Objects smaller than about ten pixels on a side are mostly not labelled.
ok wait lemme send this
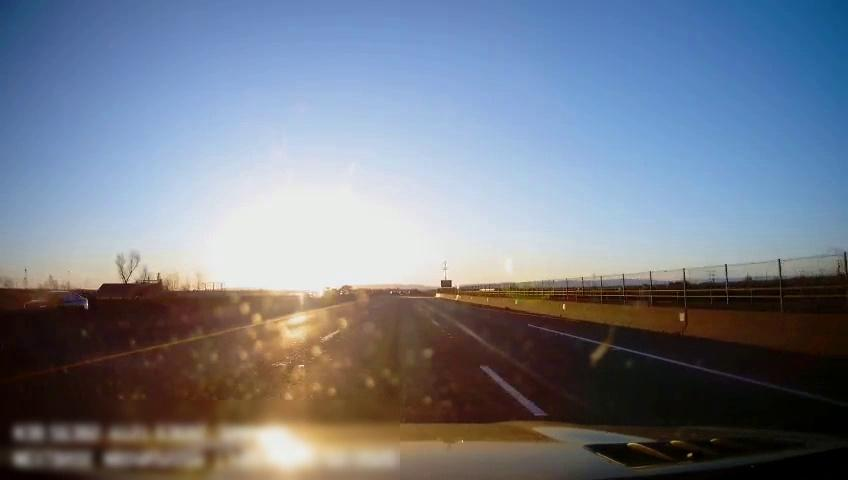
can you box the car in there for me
[22,290,89,317]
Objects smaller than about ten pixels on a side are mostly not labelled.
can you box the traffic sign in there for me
[441,280,453,288]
